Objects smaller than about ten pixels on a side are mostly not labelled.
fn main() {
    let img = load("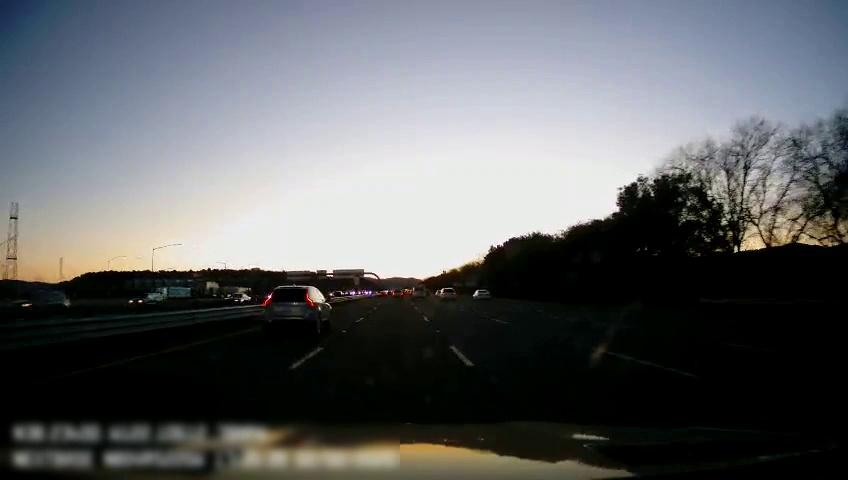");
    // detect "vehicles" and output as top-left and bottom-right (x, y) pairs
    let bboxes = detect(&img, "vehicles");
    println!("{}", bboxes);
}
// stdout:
(225, 292), (252, 305)
(439, 287), (457, 302)
(472, 289), (490, 301)
(154, 287), (191, 300)
(392, 288), (404, 298)
(2, 290), (70, 319)
(261, 285), (332, 336)
(411, 285), (426, 300)
(128, 292), (164, 305)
